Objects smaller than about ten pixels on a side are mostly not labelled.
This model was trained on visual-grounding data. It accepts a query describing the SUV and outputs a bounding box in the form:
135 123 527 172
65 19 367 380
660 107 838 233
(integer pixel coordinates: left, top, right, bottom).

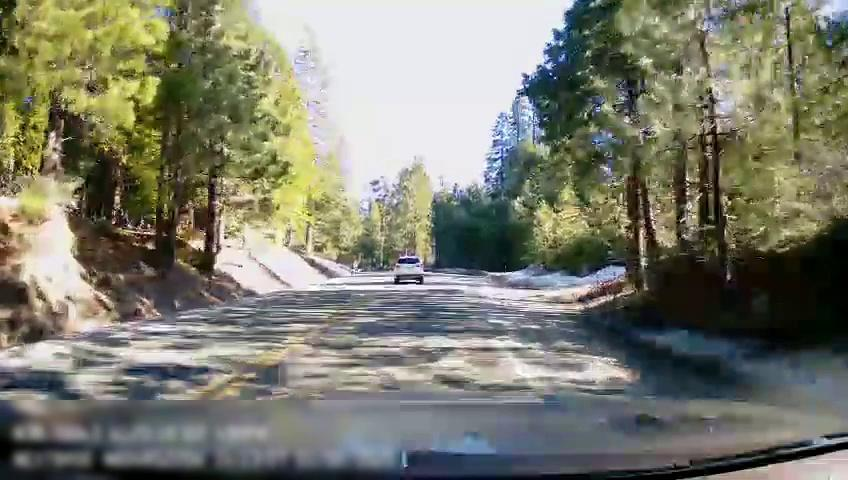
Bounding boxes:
393 254 426 285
